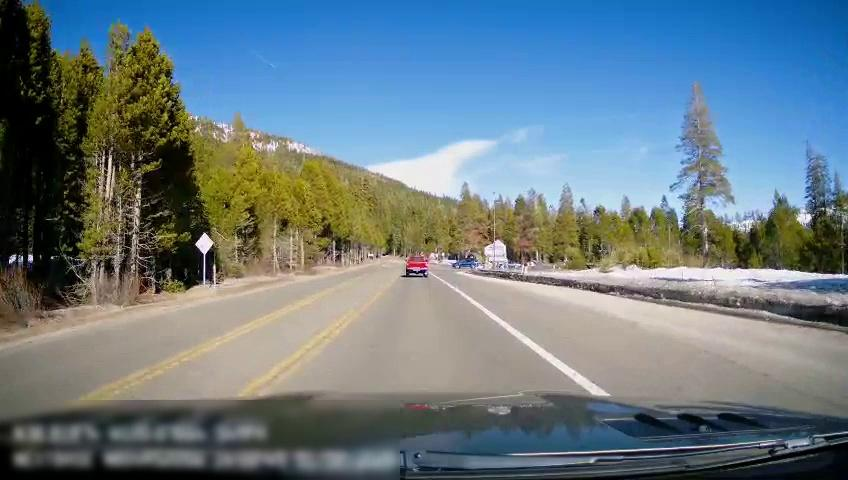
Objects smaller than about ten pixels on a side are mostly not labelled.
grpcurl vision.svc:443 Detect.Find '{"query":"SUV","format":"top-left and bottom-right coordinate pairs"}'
top-left (452, 257), bottom-right (480, 270)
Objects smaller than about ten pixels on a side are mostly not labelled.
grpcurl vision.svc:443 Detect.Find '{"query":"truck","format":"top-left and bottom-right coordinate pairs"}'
top-left (405, 254), bottom-right (429, 278)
